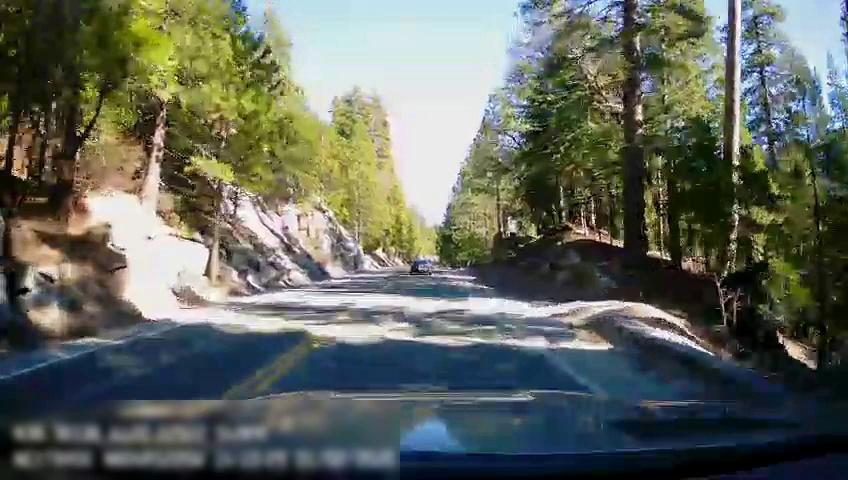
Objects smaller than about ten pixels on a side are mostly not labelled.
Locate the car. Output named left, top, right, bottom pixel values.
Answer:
left=409, top=257, right=432, bottom=276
